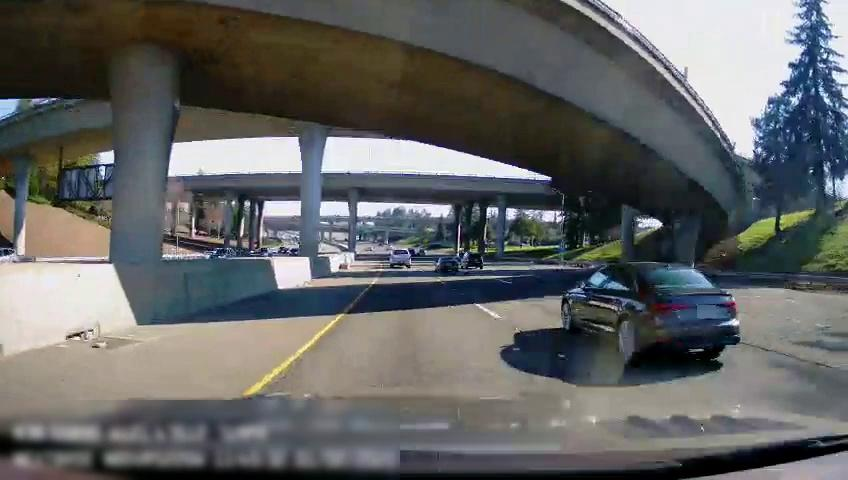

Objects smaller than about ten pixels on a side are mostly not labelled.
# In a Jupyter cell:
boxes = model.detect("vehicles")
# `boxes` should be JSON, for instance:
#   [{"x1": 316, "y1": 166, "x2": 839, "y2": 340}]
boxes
[
  {"x1": 559, "y1": 260, "x2": 742, "y2": 369},
  {"x1": 388, "y1": 248, "x2": 412, "y2": 269},
  {"x1": 434, "y1": 256, "x2": 460, "y2": 273},
  {"x1": 0, "y1": 247, "x2": 20, "y2": 263},
  {"x1": 208, "y1": 248, "x2": 237, "y2": 261},
  {"x1": 460, "y1": 251, "x2": 485, "y2": 270}
]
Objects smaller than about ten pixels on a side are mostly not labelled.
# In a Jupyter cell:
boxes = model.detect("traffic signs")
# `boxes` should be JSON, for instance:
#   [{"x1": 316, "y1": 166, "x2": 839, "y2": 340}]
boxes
[
  {"x1": 56, "y1": 165, "x2": 99, "y2": 199},
  {"x1": 102, "y1": 164, "x2": 115, "y2": 198}
]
